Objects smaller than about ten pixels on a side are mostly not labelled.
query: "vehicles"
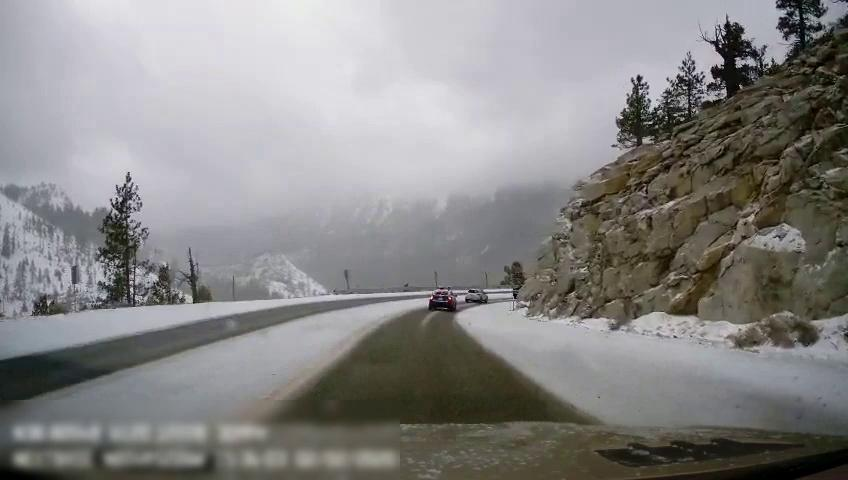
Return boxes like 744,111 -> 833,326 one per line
513,285 -> 534,300
464,288 -> 489,303
428,286 -> 458,313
